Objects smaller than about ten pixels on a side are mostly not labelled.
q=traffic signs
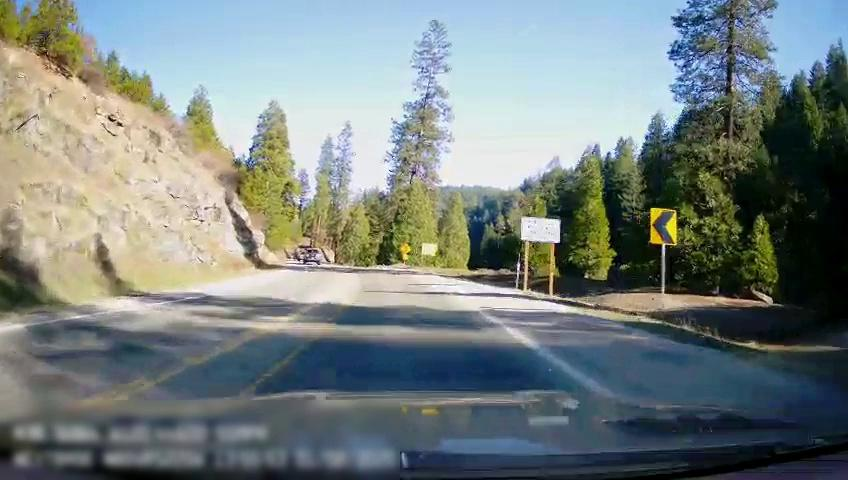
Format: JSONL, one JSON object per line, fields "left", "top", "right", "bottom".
{"left": 421, "top": 243, "right": 437, "bottom": 256}
{"left": 399, "top": 242, "right": 412, "bottom": 255}
{"left": 520, "top": 216, "right": 562, "bottom": 243}
{"left": 649, "top": 208, "right": 679, "bottom": 245}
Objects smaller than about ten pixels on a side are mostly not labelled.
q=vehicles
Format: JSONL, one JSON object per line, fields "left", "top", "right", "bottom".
{"left": 302, "top": 249, "right": 321, "bottom": 265}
